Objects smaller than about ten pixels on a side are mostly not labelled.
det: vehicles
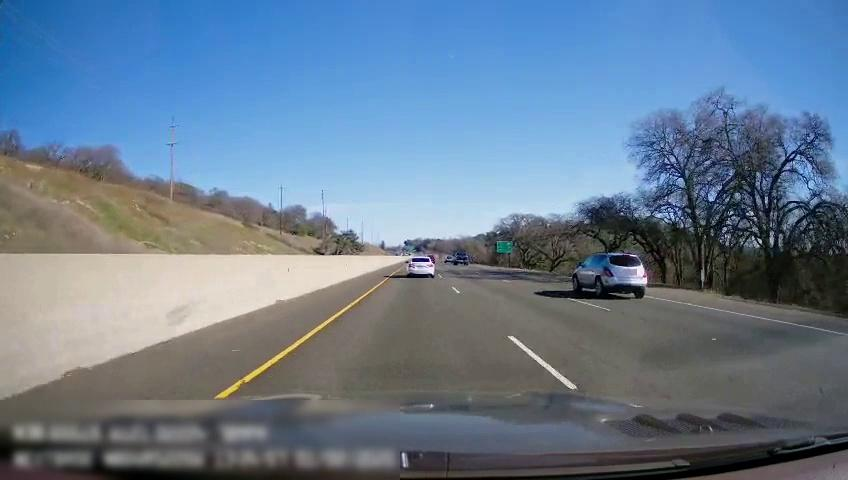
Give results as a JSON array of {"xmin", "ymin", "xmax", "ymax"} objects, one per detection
[
  {"xmin": 444, "ymin": 255, "xmax": 458, "ymax": 265},
  {"xmin": 404, "ymin": 256, "xmax": 435, "ymax": 278},
  {"xmin": 570, "ymin": 253, "xmax": 647, "ymax": 301},
  {"xmin": 425, "ymin": 255, "xmax": 436, "ymax": 264},
  {"xmin": 454, "ymin": 256, "xmax": 468, "ymax": 266}
]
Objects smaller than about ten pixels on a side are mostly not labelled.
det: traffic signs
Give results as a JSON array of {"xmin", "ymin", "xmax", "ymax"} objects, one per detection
[{"xmin": 495, "ymin": 241, "xmax": 513, "ymax": 253}]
